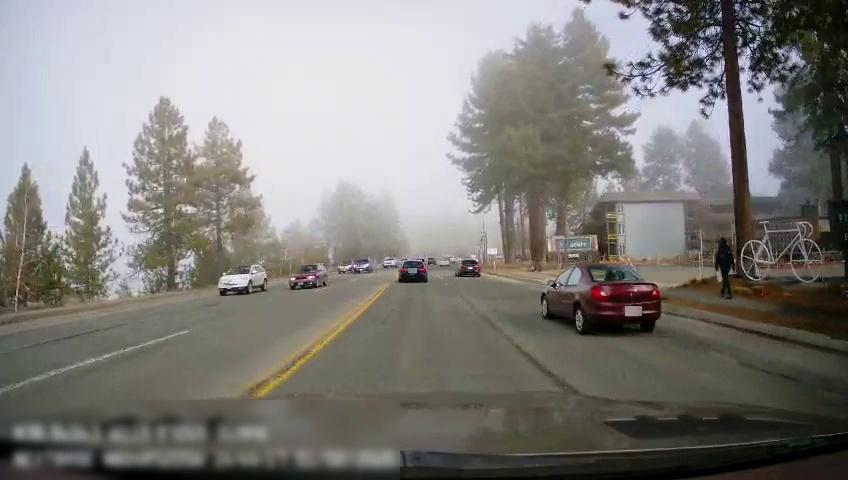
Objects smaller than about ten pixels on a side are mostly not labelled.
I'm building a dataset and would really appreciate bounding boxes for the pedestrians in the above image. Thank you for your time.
[715,238,735,299]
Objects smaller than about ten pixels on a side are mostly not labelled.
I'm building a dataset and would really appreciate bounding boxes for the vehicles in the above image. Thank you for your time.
[338,260,353,273]
[352,258,373,273]
[218,264,268,296]
[399,260,428,283]
[455,259,480,277]
[288,263,328,290]
[541,262,662,335]
[382,256,399,269]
